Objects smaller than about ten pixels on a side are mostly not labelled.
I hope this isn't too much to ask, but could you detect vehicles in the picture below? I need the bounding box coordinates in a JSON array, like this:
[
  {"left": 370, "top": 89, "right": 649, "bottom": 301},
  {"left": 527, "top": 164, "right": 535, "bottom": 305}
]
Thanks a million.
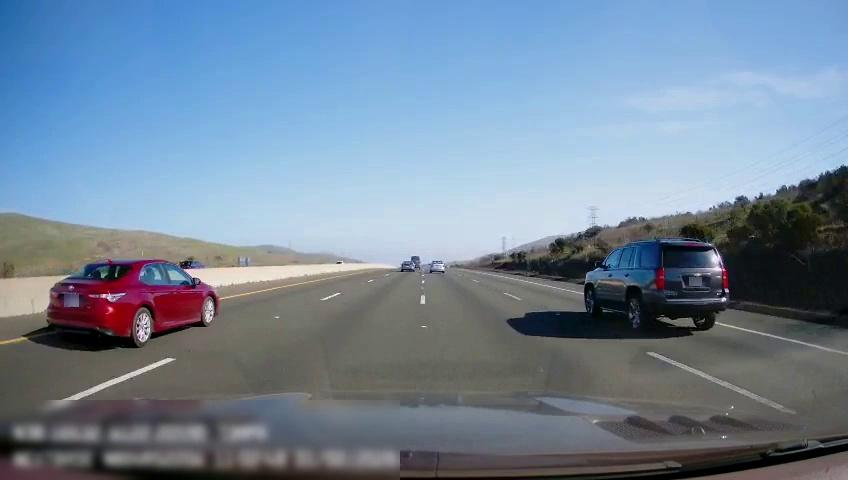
[
  {"left": 428, "top": 260, "right": 446, "bottom": 274},
  {"left": 400, "top": 259, "right": 415, "bottom": 272},
  {"left": 45, "top": 257, "right": 219, "bottom": 349},
  {"left": 179, "top": 259, "right": 207, "bottom": 269},
  {"left": 582, "top": 236, "right": 731, "bottom": 332},
  {"left": 411, "top": 256, "right": 421, "bottom": 269}
]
